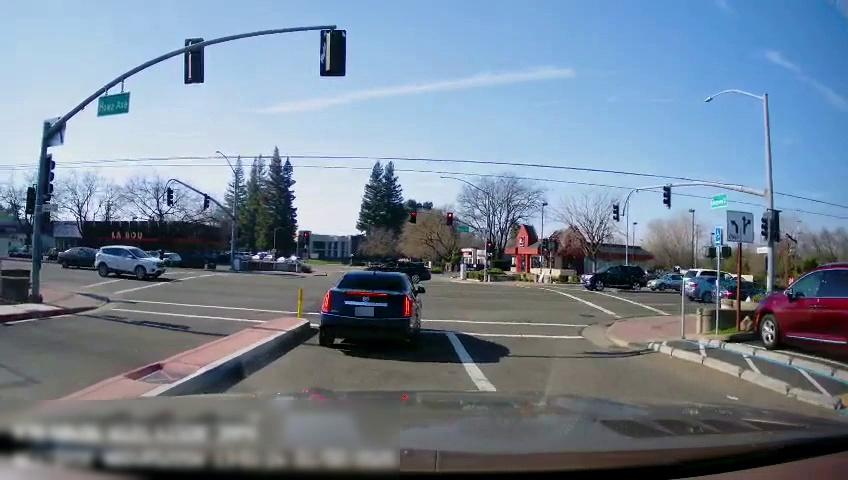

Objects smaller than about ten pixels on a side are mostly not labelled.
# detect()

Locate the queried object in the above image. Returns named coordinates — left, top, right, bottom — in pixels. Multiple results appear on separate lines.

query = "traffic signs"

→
left=458, top=225, right=470, bottom=231
left=715, top=225, right=722, bottom=245
left=711, top=195, right=730, bottom=208
left=97, top=91, right=131, bottom=117
left=725, top=209, right=754, bottom=243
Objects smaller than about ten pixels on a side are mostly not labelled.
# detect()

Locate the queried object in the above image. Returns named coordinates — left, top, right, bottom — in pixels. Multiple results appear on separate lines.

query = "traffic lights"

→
left=203, top=193, right=210, bottom=209
left=487, top=241, right=494, bottom=254
left=760, top=216, right=769, bottom=240
left=183, top=38, right=205, bottom=84
left=613, top=204, right=620, bottom=222
left=543, top=238, right=549, bottom=250
left=720, top=247, right=731, bottom=257
left=704, top=247, right=716, bottom=258
left=447, top=212, right=454, bottom=226
left=26, top=187, right=37, bottom=214
left=40, top=153, right=56, bottom=195
left=662, top=185, right=672, bottom=208
left=771, top=212, right=781, bottom=241
left=320, top=29, right=346, bottom=77
left=410, top=210, right=417, bottom=224
left=166, top=187, right=174, bottom=206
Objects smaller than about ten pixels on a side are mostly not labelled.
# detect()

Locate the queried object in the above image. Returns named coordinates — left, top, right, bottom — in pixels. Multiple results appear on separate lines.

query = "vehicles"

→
left=57, top=247, right=100, bottom=269
left=713, top=281, right=767, bottom=306
left=683, top=275, right=733, bottom=301
left=753, top=263, right=848, bottom=359
left=318, top=271, right=427, bottom=348
left=94, top=246, right=166, bottom=281
left=647, top=273, right=686, bottom=292
left=683, top=268, right=736, bottom=285
left=364, top=260, right=431, bottom=284
left=581, top=266, right=648, bottom=292
left=157, top=253, right=181, bottom=263
left=143, top=250, right=162, bottom=258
